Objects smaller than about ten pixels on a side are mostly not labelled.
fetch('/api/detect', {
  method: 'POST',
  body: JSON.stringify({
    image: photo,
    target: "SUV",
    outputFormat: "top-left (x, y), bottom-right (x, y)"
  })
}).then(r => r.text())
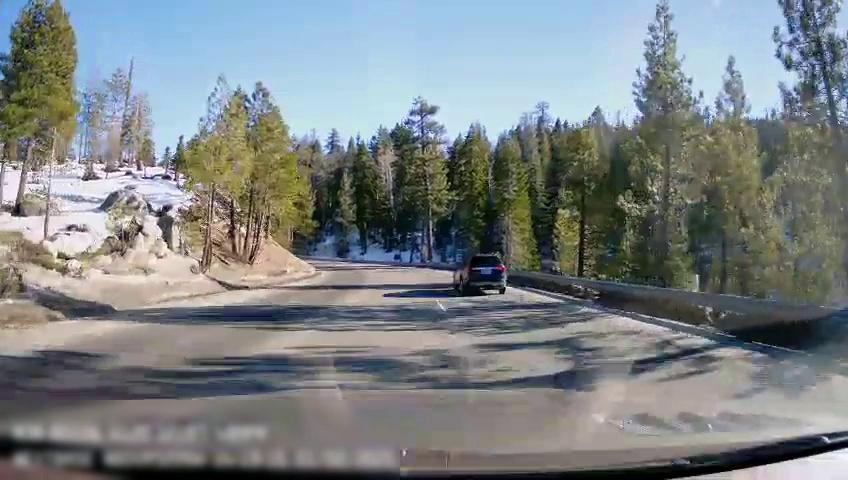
top-left (451, 252), bottom-right (508, 294)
